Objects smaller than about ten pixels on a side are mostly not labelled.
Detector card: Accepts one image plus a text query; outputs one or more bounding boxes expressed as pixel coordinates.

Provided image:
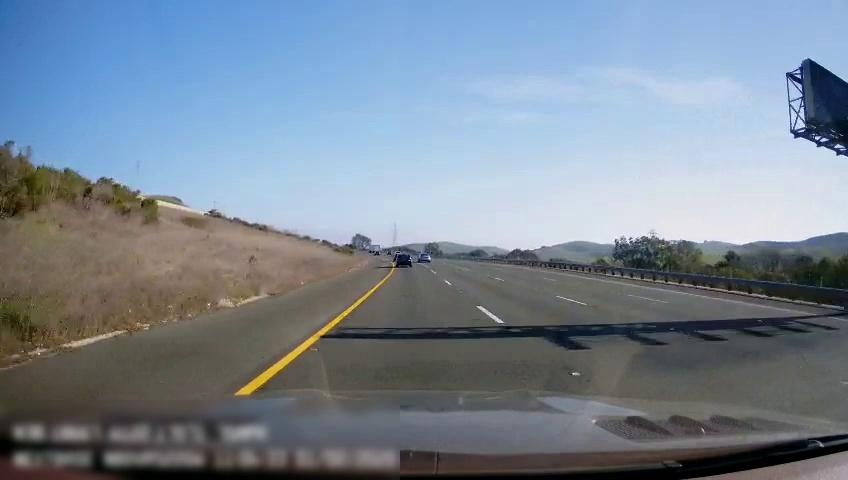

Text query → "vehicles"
[393,251,401,262]
[395,254,413,268]
[368,245,381,253]
[417,254,431,263]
